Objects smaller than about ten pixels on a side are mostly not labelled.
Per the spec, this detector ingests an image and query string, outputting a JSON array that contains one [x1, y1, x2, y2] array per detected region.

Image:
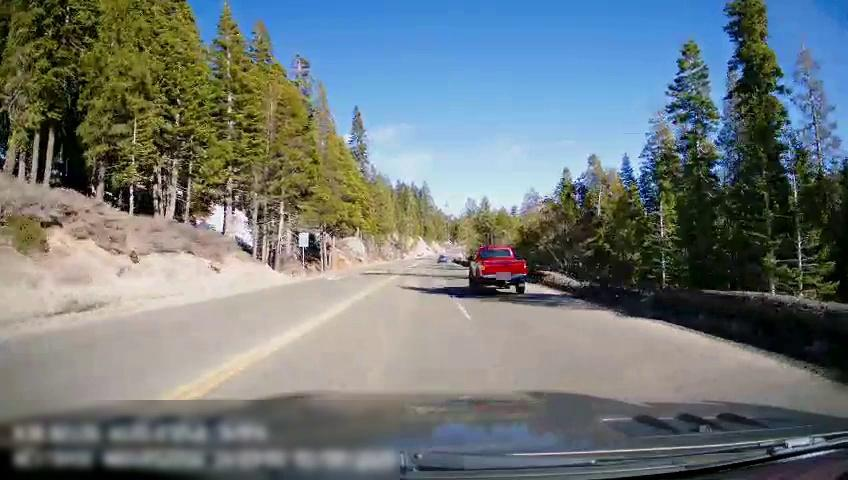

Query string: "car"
[[437, 254, 449, 264]]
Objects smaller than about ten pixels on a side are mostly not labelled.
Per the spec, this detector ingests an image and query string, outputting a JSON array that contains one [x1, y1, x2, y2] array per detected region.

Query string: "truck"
[[467, 244, 528, 294]]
